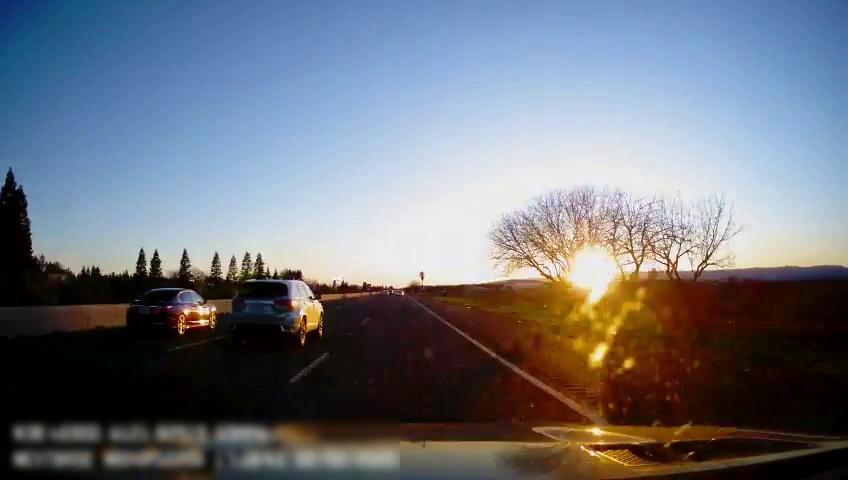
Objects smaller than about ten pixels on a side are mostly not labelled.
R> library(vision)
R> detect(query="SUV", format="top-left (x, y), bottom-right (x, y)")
top-left (229, 278), bottom-right (323, 347)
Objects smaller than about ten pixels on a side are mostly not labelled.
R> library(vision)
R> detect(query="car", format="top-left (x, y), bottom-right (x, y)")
top-left (125, 287), bottom-right (218, 344)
